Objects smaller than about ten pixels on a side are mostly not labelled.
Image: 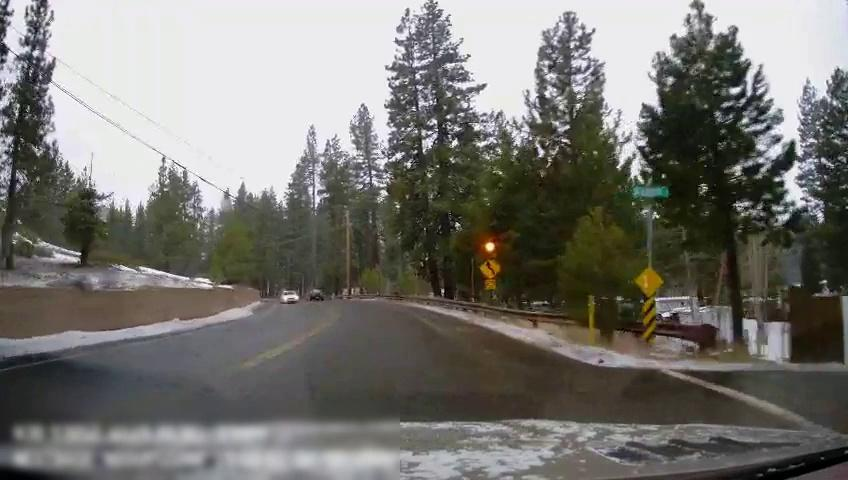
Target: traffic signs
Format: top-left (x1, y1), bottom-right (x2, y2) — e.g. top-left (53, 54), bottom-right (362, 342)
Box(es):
top-left (482, 260), bottom-right (497, 279)
top-left (483, 277), bottom-right (495, 289)
top-left (642, 293), bottom-right (656, 344)
top-left (630, 184), bottom-right (670, 200)
top-left (635, 269), bottom-right (665, 294)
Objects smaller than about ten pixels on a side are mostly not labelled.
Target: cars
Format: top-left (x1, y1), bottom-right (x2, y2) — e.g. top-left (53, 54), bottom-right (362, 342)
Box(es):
top-left (279, 290), bottom-right (300, 304)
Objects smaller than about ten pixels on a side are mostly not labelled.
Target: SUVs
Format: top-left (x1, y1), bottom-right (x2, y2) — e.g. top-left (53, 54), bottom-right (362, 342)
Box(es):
top-left (309, 289), bottom-right (325, 303)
